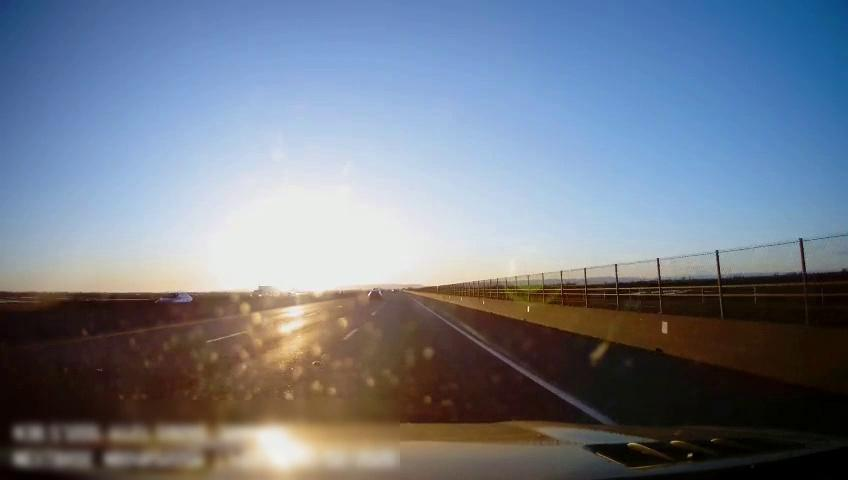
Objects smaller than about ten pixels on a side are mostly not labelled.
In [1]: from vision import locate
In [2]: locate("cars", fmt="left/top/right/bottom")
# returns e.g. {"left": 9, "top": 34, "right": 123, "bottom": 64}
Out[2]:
{"left": 155, "top": 292, "right": 193, "bottom": 305}
{"left": 368, "top": 289, "right": 383, "bottom": 301}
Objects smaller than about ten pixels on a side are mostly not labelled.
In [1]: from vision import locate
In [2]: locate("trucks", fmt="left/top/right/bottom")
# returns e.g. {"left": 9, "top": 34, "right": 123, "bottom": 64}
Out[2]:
{"left": 249, "top": 285, "right": 273, "bottom": 301}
